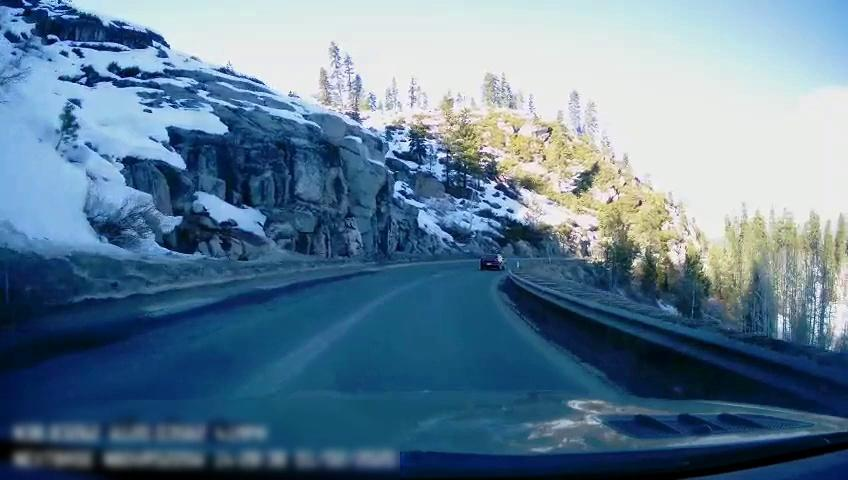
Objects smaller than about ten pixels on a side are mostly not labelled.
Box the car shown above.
[481,253,504,271]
